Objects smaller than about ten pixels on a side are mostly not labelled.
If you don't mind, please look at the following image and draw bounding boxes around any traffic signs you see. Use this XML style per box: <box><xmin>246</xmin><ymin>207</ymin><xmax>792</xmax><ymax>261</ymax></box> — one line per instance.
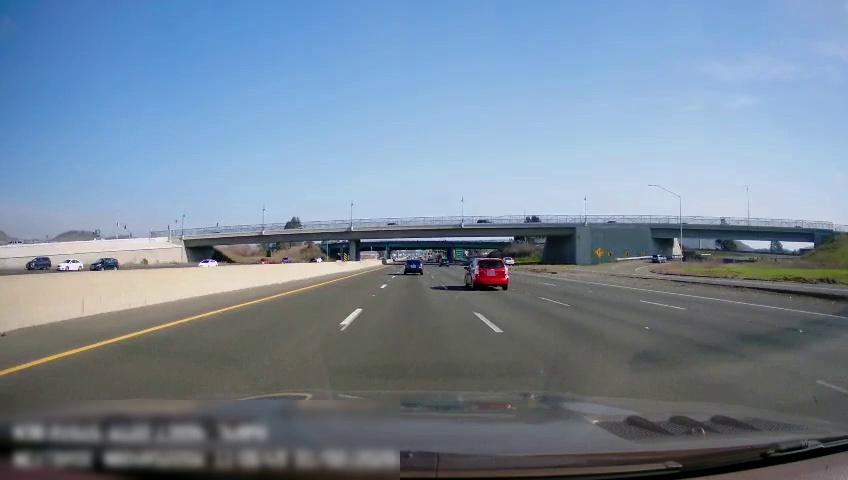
<box><xmin>453</xmin><ymin>249</ymin><xmax>464</xmax><ymax>261</ymax></box>
<box><xmin>595</xmin><ymin>248</ymin><xmax>606</xmax><ymax>257</ymax></box>
<box><xmin>343</xmin><ymin>252</ymin><xmax>348</xmax><ymax>263</ymax></box>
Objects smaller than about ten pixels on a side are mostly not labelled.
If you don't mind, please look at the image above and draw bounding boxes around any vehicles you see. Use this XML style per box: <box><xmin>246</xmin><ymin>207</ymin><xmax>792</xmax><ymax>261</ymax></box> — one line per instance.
<box><xmin>463</xmin><ymin>258</ymin><xmax>510</xmax><ymax>291</ymax></box>
<box><xmin>255</xmin><ymin>257</ymin><xmax>273</xmax><ymax>265</ymax></box>
<box><xmin>89</xmin><ymin>257</ymin><xmax>120</xmax><ymax>272</ymax></box>
<box><xmin>56</xmin><ymin>258</ymin><xmax>84</xmax><ymax>272</ymax></box>
<box><xmin>403</xmin><ymin>259</ymin><xmax>423</xmax><ymax>275</ymax></box>
<box><xmin>26</xmin><ymin>257</ymin><xmax>51</xmax><ymax>270</ymax></box>
<box><xmin>197</xmin><ymin>258</ymin><xmax>219</xmax><ymax>268</ymax></box>
<box><xmin>651</xmin><ymin>253</ymin><xmax>668</xmax><ymax>264</ymax></box>
<box><xmin>438</xmin><ymin>258</ymin><xmax>448</xmax><ymax>267</ymax></box>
